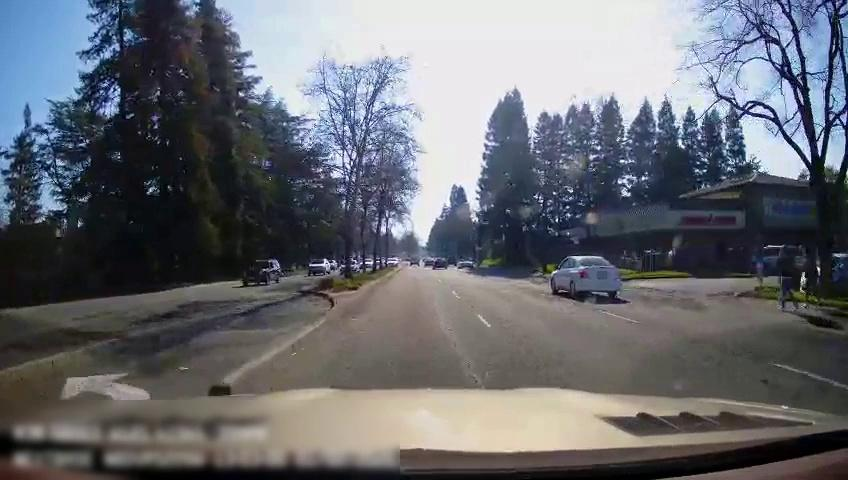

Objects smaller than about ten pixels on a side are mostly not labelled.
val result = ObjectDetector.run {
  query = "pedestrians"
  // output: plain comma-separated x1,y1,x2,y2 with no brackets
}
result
775,243,802,312
804,259,821,303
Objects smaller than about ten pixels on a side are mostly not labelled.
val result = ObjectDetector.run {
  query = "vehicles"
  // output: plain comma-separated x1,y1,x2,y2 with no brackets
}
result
384,257,401,269
423,256,433,267
339,259,360,272
409,256,419,265
456,257,473,269
307,257,333,276
241,258,282,287
359,255,381,270
550,255,619,299
432,256,449,270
